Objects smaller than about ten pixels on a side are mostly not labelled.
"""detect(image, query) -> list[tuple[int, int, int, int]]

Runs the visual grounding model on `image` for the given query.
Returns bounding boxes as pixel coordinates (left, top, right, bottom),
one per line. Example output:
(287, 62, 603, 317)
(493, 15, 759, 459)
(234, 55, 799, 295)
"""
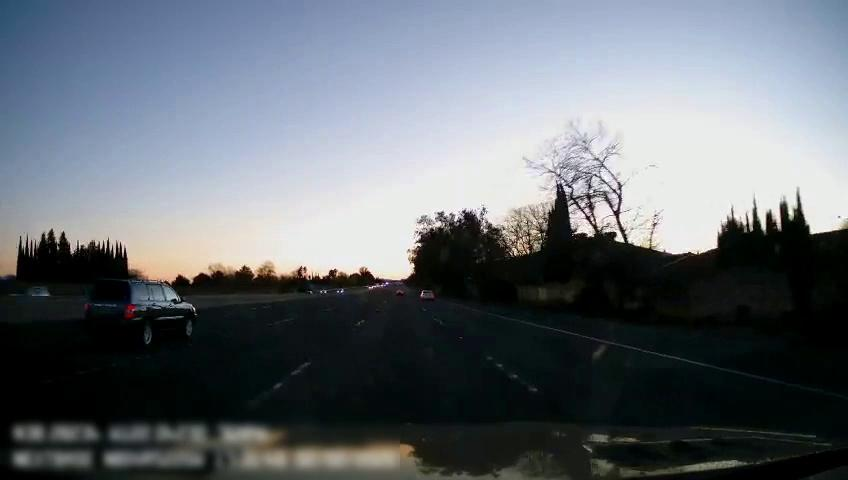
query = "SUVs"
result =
(5, 286, 51, 299)
(84, 279, 198, 351)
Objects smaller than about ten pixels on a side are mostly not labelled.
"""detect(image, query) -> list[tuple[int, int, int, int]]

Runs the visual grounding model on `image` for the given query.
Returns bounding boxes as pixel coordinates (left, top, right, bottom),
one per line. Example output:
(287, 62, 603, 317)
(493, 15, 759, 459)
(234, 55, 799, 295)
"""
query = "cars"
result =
(420, 290, 434, 301)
